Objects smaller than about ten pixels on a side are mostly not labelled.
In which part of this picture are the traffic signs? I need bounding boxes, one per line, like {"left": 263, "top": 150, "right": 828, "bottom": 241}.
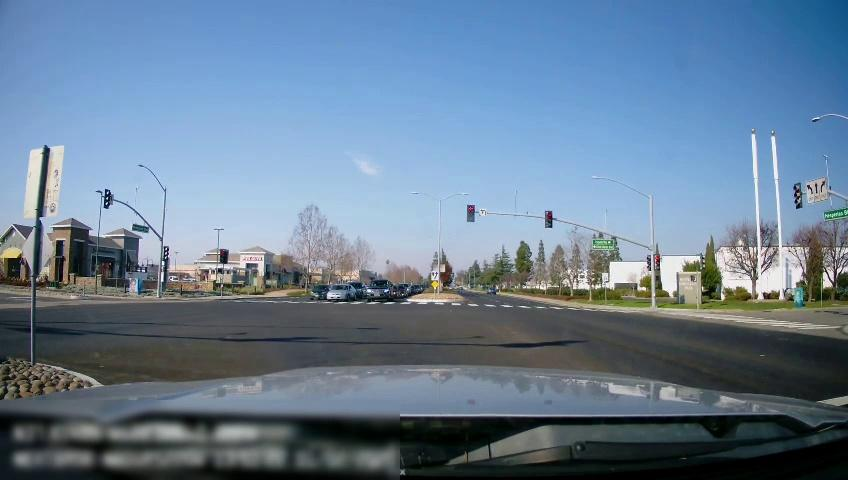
{"left": 592, "top": 239, "right": 614, "bottom": 251}
{"left": 823, "top": 207, "right": 848, "bottom": 221}
{"left": 431, "top": 270, "right": 440, "bottom": 281}
{"left": 806, "top": 176, "right": 827, "bottom": 203}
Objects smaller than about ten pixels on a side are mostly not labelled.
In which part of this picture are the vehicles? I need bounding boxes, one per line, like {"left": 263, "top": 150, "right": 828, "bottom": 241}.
{"left": 329, "top": 284, "right": 359, "bottom": 301}
{"left": 352, "top": 283, "right": 367, "bottom": 300}
{"left": 310, "top": 286, "right": 332, "bottom": 303}
{"left": 367, "top": 281, "right": 396, "bottom": 303}
{"left": 393, "top": 284, "right": 406, "bottom": 302}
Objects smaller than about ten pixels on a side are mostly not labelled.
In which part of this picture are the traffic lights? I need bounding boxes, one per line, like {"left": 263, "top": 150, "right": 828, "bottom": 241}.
{"left": 103, "top": 189, "right": 111, "bottom": 210}
{"left": 219, "top": 250, "right": 224, "bottom": 264}
{"left": 646, "top": 255, "right": 652, "bottom": 271}
{"left": 162, "top": 248, "right": 169, "bottom": 263}
{"left": 792, "top": 183, "right": 804, "bottom": 209}
{"left": 224, "top": 251, "right": 229, "bottom": 265}
{"left": 466, "top": 204, "right": 475, "bottom": 223}
{"left": 653, "top": 254, "right": 660, "bottom": 271}
{"left": 544, "top": 210, "right": 553, "bottom": 228}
